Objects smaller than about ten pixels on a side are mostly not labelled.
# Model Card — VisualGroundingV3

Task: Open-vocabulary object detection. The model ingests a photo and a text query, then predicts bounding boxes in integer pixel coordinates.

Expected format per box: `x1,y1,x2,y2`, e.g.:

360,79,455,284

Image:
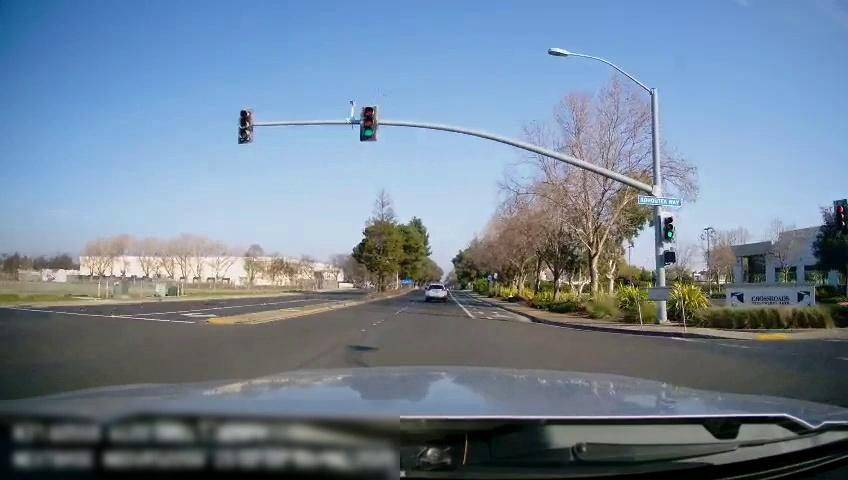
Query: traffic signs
638,194,683,208
401,279,414,286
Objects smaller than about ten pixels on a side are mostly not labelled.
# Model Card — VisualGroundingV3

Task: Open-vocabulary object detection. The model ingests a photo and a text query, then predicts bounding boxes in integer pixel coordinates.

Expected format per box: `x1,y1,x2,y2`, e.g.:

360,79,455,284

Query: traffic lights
357,103,379,144
664,215,676,244
238,109,254,146
833,204,848,233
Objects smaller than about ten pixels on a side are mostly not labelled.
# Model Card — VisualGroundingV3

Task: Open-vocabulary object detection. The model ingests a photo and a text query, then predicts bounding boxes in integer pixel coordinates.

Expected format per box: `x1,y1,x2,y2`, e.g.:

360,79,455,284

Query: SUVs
424,282,448,304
